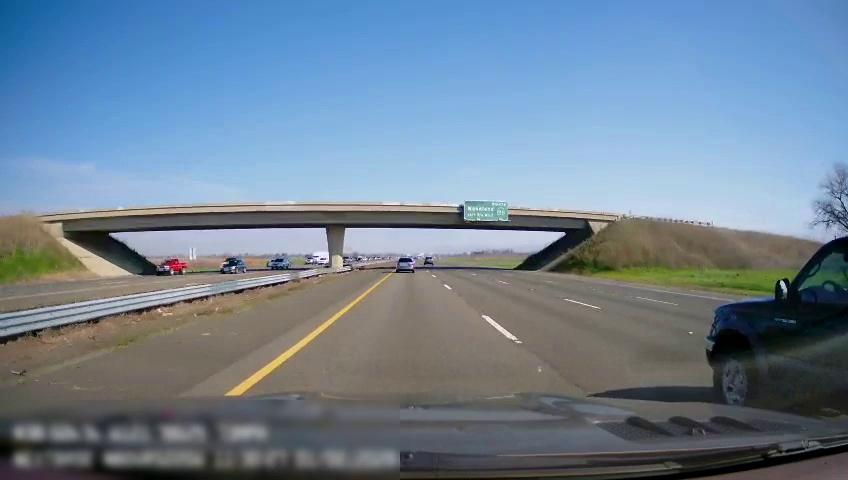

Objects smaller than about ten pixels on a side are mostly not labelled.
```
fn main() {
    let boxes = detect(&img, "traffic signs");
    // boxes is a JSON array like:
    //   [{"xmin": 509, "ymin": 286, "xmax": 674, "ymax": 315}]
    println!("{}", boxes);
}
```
[{"xmin": 463, "ymin": 200, "xmax": 508, "ymax": 223}]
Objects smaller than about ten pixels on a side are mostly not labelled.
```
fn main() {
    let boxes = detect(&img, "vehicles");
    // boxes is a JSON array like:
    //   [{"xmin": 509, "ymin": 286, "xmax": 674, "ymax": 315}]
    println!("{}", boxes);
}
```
[
  {"xmin": 156, "ymin": 257, "xmax": 190, "ymax": 276},
  {"xmin": 271, "ymin": 257, "xmax": 290, "ymax": 270},
  {"xmin": 318, "ymin": 257, "xmax": 329, "ymax": 265},
  {"xmin": 396, "ymin": 256, "xmax": 415, "ymax": 273},
  {"xmin": 220, "ymin": 259, "xmax": 247, "ymax": 275},
  {"xmin": 705, "ymin": 235, "xmax": 848, "ymax": 422},
  {"xmin": 304, "ymin": 256, "xmax": 318, "ymax": 266},
  {"xmin": 424, "ymin": 257, "xmax": 434, "ymax": 266}
]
